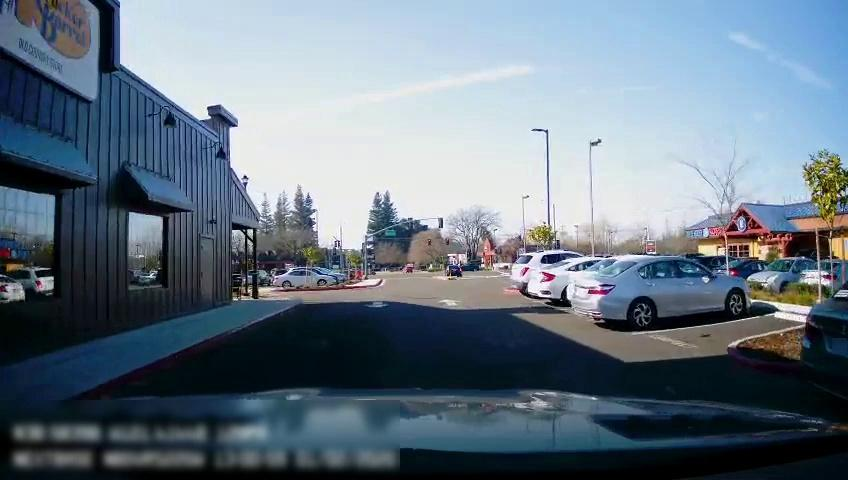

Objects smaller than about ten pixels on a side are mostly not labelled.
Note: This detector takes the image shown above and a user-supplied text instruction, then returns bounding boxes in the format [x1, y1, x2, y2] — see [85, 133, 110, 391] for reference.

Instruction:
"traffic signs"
[384, 230, 396, 237]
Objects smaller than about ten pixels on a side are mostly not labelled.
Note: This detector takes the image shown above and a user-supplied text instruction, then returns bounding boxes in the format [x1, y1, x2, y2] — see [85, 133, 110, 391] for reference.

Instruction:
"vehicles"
[571, 256, 751, 331]
[690, 255, 733, 271]
[245, 269, 271, 287]
[512, 250, 589, 296]
[527, 257, 606, 308]
[747, 258, 819, 295]
[800, 281, 848, 404]
[273, 270, 334, 289]
[272, 269, 288, 284]
[799, 260, 848, 293]
[460, 262, 480, 272]
[317, 267, 346, 282]
[446, 264, 462, 277]
[712, 259, 771, 283]
[566, 255, 649, 301]
[290, 267, 339, 285]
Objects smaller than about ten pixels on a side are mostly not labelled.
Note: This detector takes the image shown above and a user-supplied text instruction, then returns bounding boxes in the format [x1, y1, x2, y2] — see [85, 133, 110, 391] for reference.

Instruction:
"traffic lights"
[408, 218, 413, 229]
[438, 218, 444, 229]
